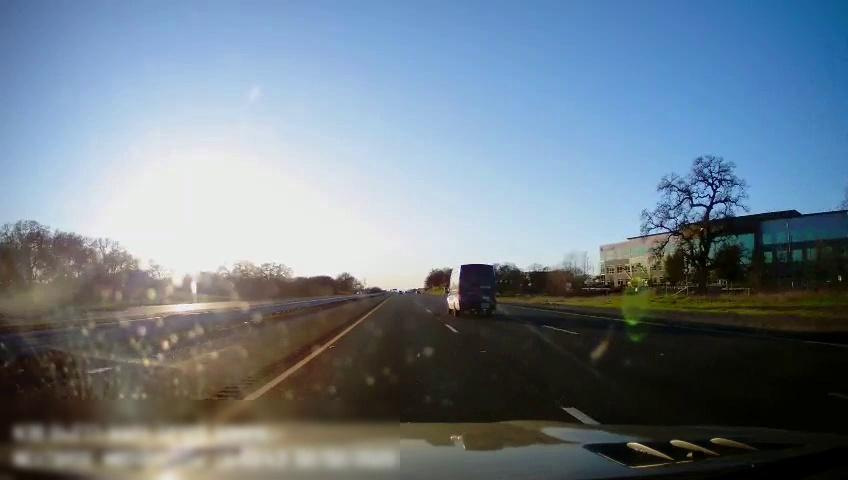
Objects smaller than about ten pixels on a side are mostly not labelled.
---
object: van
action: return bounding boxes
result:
[443,264,498,318]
